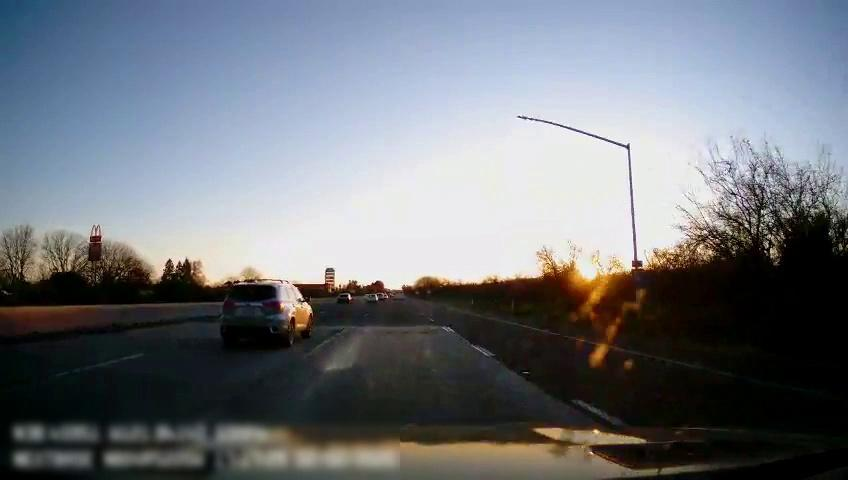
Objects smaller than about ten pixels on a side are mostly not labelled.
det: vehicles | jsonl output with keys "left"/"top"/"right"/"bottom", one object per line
{"left": 394, "top": 290, "right": 405, "bottom": 300}
{"left": 337, "top": 292, "right": 353, "bottom": 305}
{"left": 365, "top": 292, "right": 378, "bottom": 304}
{"left": 219, "top": 278, "right": 316, "bottom": 347}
